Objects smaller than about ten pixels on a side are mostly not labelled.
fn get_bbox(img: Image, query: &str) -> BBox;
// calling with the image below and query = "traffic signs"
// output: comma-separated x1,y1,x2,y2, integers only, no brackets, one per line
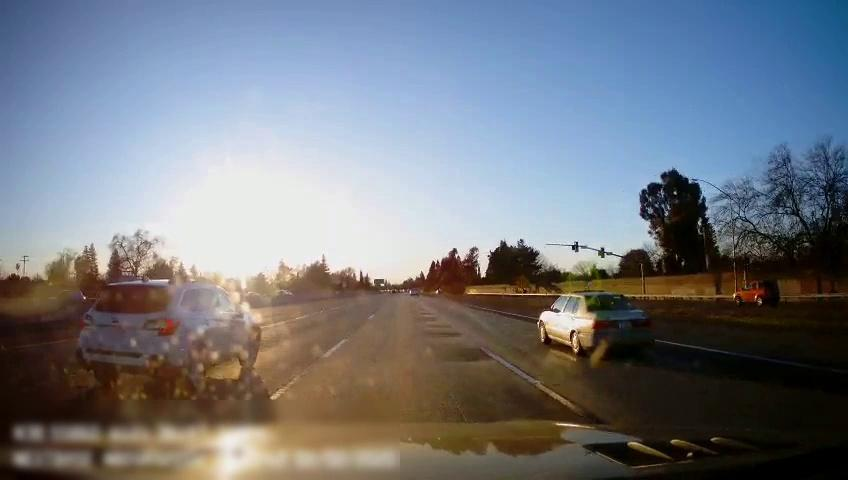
374,278,387,286
515,275,528,290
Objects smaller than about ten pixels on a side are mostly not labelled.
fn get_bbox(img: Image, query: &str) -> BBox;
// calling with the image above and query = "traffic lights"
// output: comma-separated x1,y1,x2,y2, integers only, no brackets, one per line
575,240,579,253
600,247,605,258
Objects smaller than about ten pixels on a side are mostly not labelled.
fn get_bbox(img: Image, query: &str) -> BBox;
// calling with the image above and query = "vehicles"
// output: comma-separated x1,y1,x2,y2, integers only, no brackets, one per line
271,289,294,296
538,291,655,359
408,287,420,297
44,289,87,303
78,277,261,390
732,278,781,309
